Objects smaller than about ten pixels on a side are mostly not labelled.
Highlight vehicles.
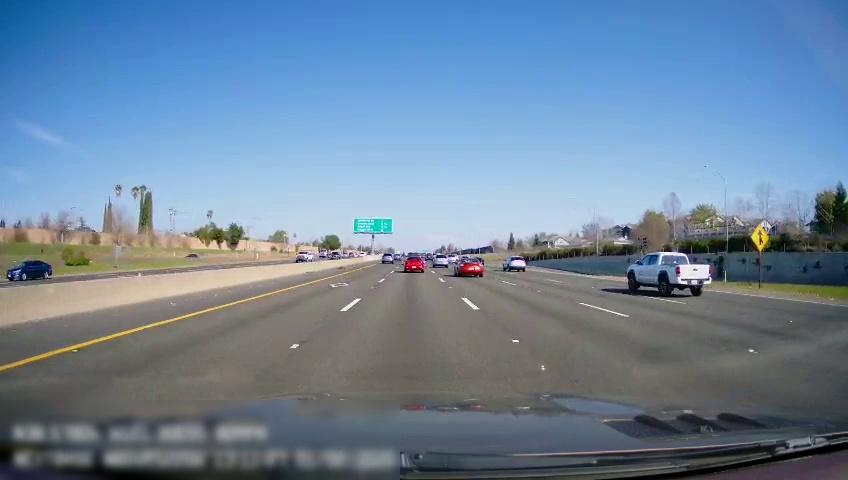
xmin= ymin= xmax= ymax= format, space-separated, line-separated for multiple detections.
xmin=431 ymin=253 xmax=449 ymax=268
xmin=5 ymin=260 xmax=53 ymax=281
xmin=403 ymin=255 xmax=425 ymax=273
xmin=380 ymin=252 xmax=394 ymax=264
xmin=319 ymin=249 xmax=331 ymax=258
xmin=502 ymin=255 xmax=527 ymax=273
xmin=448 ymin=254 xmax=457 ymax=263
xmin=295 ymin=251 xmax=314 ymax=264
xmin=626 ymin=251 xmax=713 ymax=298
xmin=330 ymin=251 xmax=342 ymax=261
xmin=452 ymin=257 xmax=484 ymax=277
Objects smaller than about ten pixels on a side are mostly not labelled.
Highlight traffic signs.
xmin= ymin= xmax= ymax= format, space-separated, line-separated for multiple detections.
xmin=352 ymin=217 xmax=394 ymax=235
xmin=751 ymin=224 xmax=769 ymax=251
